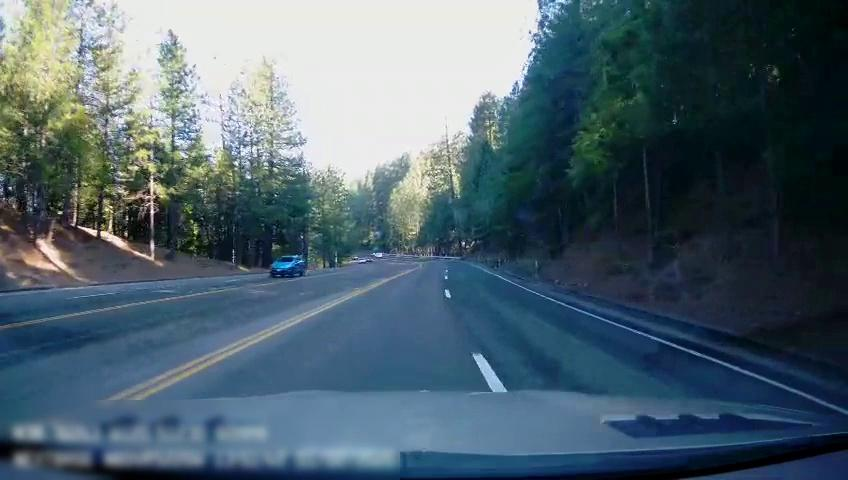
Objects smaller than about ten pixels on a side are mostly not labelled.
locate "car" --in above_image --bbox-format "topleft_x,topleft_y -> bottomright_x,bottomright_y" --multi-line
270,255 -> 307,279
